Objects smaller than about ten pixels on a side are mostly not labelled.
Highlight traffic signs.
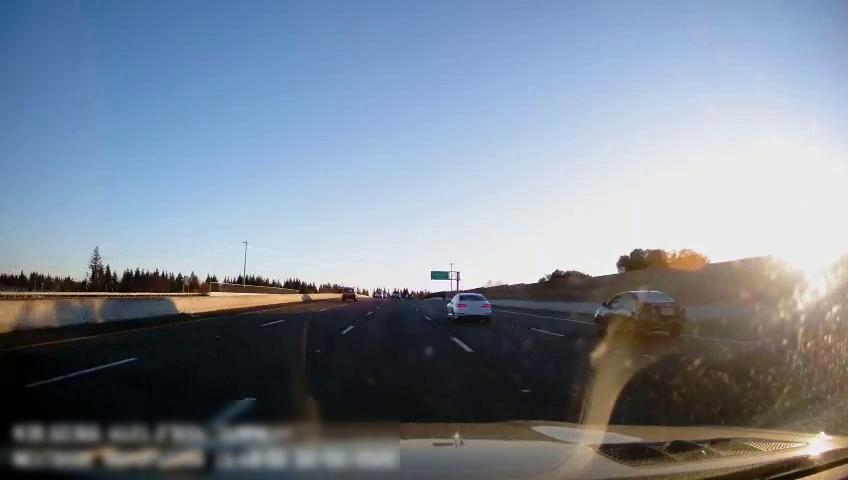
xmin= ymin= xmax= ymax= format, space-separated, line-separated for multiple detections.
xmin=430 ymin=271 xmax=449 ymax=281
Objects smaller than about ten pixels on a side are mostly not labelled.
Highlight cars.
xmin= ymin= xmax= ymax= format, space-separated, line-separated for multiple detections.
xmin=594 ymin=290 xmax=682 ymax=342
xmin=446 ymin=292 xmax=493 ymax=325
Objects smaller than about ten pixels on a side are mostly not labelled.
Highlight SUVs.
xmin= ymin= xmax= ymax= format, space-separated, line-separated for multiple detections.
xmin=342 ymin=288 xmax=356 ymax=301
